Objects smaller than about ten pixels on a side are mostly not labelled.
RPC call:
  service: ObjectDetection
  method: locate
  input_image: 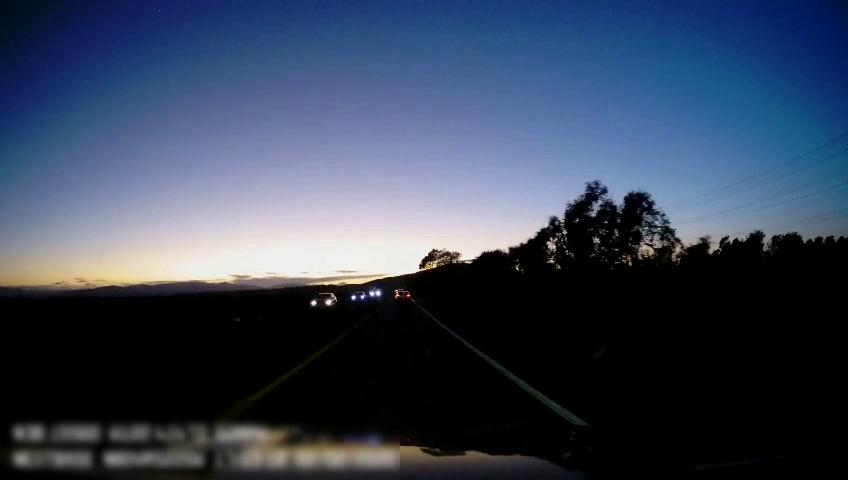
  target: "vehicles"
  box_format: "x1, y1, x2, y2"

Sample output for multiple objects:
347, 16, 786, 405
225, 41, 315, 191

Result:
394, 290, 412, 303
309, 292, 338, 310
350, 290, 368, 303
